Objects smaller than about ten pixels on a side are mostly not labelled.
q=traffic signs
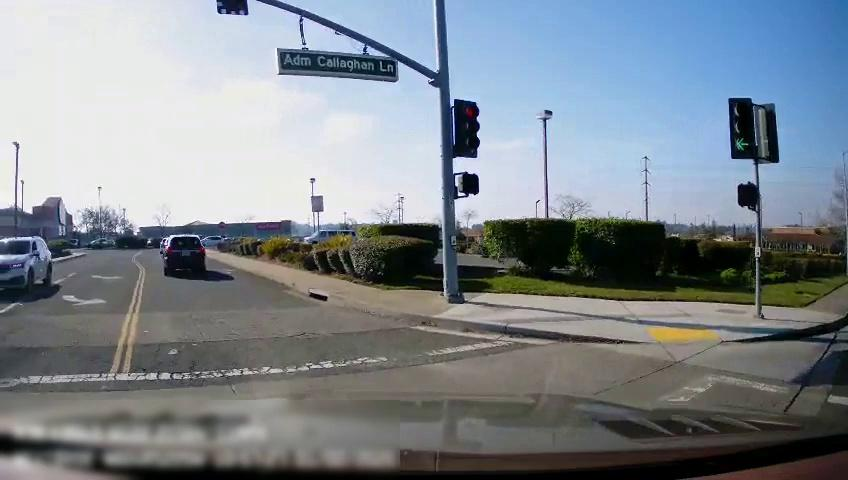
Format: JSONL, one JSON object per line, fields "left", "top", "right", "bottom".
{"left": 275, "top": 48, "right": 401, "bottom": 83}
{"left": 311, "top": 196, "right": 324, "bottom": 212}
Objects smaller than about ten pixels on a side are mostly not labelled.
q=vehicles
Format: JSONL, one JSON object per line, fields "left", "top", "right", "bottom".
{"left": 0, "top": 235, "right": 54, "bottom": 293}
{"left": 162, "top": 234, "right": 207, "bottom": 277}
{"left": 201, "top": 234, "right": 227, "bottom": 247}
{"left": 158, "top": 238, "right": 168, "bottom": 255}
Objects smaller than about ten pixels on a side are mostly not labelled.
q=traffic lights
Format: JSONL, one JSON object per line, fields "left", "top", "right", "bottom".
{"left": 766, "top": 102, "right": 780, "bottom": 164}
{"left": 728, "top": 95, "right": 759, "bottom": 160}
{"left": 214, "top": 0, "right": 249, "bottom": 19}
{"left": 456, "top": 97, "right": 482, "bottom": 160}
